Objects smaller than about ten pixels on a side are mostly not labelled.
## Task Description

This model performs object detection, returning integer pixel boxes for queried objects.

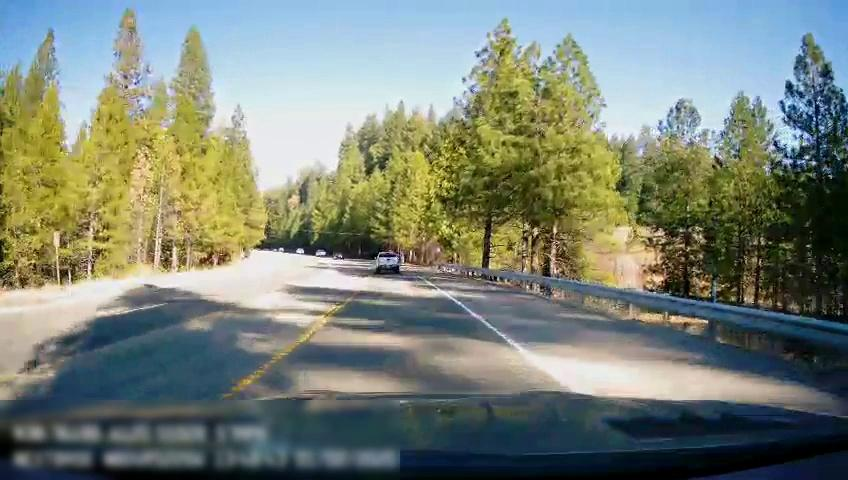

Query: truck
[374,250,401,274]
